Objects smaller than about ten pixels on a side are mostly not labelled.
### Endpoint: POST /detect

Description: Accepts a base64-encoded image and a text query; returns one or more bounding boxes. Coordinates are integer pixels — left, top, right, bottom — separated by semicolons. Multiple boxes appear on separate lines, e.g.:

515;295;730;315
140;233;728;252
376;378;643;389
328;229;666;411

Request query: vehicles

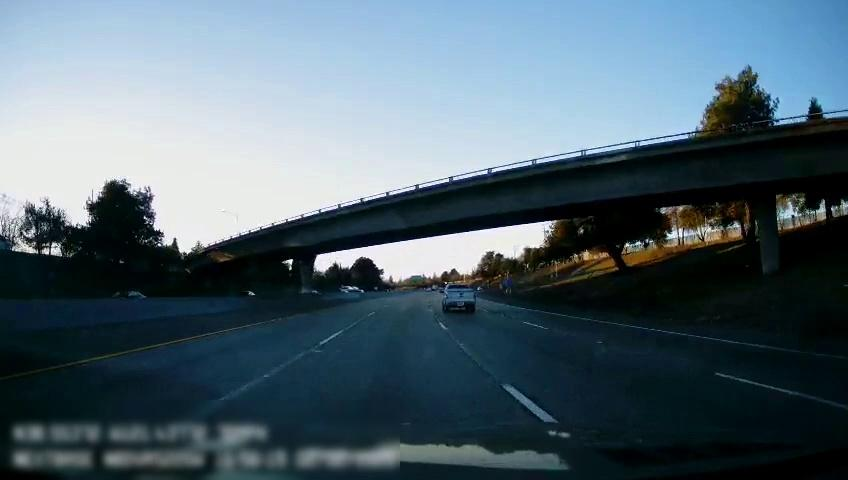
112;289;147;299
240;290;255;296
439;284;477;312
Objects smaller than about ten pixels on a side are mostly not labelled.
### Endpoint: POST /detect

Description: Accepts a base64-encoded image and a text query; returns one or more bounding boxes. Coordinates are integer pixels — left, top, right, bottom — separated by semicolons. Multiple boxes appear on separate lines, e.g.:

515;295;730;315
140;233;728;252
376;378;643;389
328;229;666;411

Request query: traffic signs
410;275;424;283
